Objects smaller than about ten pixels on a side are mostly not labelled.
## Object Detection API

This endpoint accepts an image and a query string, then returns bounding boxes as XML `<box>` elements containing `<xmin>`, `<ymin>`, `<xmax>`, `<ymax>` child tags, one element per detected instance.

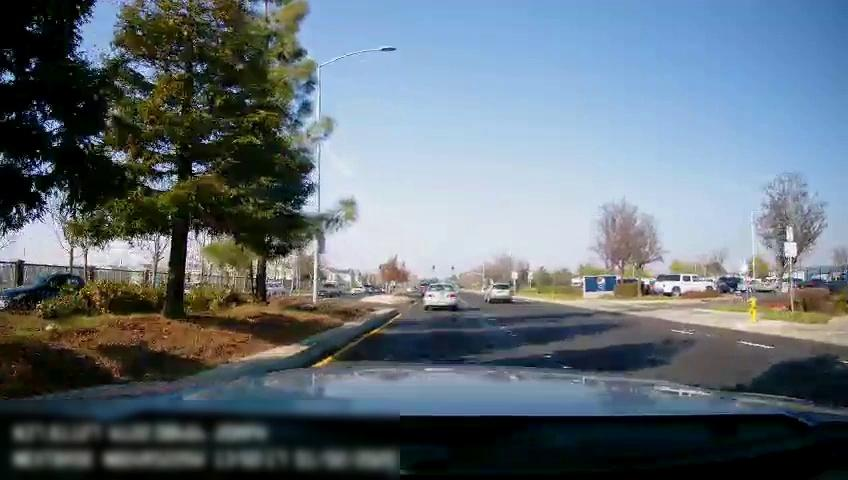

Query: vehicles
<box><xmin>639</xmin><ymin>280</ymin><xmax>663</xmax><ymax>295</ymax></box>
<box><xmin>483</xmin><ymin>281</ymin><xmax>514</xmax><ymax>304</ymax></box>
<box><xmin>266</xmin><ymin>281</ymin><xmax>289</xmax><ymax>296</ymax></box>
<box><xmin>0</xmin><ymin>271</ymin><xmax>89</xmax><ymax>315</ymax></box>
<box><xmin>653</xmin><ymin>273</ymin><xmax>718</xmax><ymax>298</ymax></box>
<box><xmin>350</xmin><ymin>285</ymin><xmax>367</xmax><ymax>297</ymax></box>
<box><xmin>737</xmin><ymin>277</ymin><xmax>765</xmax><ymax>293</ymax></box>
<box><xmin>416</xmin><ymin>279</ymin><xmax>434</xmax><ymax>299</ymax></box>
<box><xmin>318</xmin><ymin>283</ymin><xmax>342</xmax><ymax>298</ymax></box>
<box><xmin>422</xmin><ymin>281</ymin><xmax>459</xmax><ymax>312</ymax></box>
<box><xmin>757</xmin><ymin>277</ymin><xmax>787</xmax><ymax>292</ymax></box>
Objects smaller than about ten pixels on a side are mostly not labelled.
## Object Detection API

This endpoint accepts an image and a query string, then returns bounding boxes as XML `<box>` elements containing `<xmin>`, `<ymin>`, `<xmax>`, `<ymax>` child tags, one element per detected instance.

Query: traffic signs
<box><xmin>785</xmin><ymin>223</ymin><xmax>795</xmax><ymax>242</ymax></box>
<box><xmin>783</xmin><ymin>241</ymin><xmax>799</xmax><ymax>259</ymax></box>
